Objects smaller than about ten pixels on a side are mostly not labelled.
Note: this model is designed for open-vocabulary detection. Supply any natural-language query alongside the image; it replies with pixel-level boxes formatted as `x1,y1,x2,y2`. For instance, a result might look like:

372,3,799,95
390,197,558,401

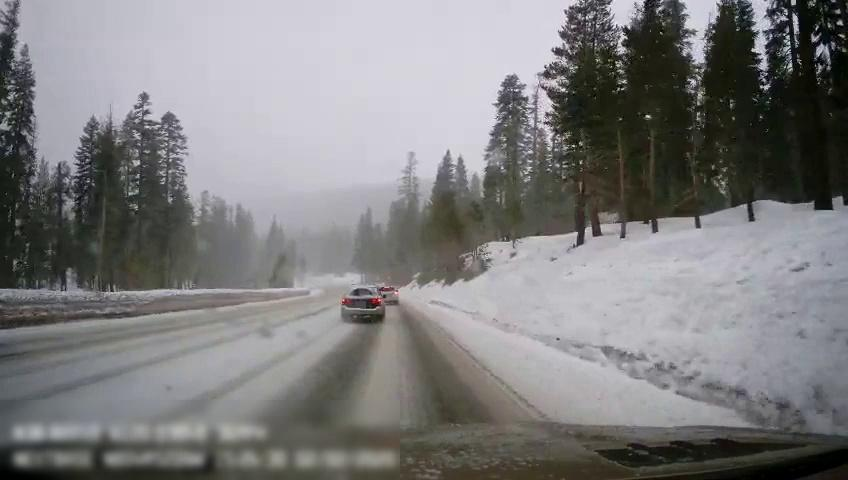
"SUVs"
376,286,399,305
340,283,388,323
